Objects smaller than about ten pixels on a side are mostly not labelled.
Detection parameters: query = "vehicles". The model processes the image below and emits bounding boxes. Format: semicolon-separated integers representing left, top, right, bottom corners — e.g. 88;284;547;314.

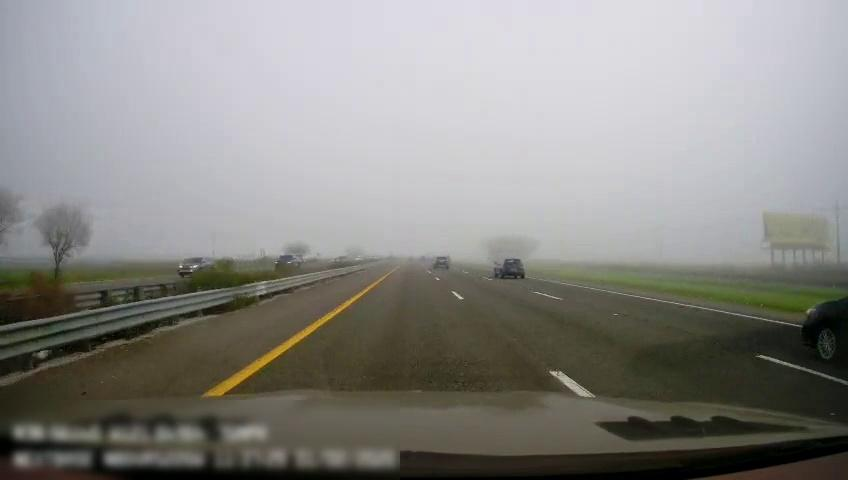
177;256;216;278
494;257;526;280
333;255;353;265
797;295;848;369
431;256;449;271
274;254;306;269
